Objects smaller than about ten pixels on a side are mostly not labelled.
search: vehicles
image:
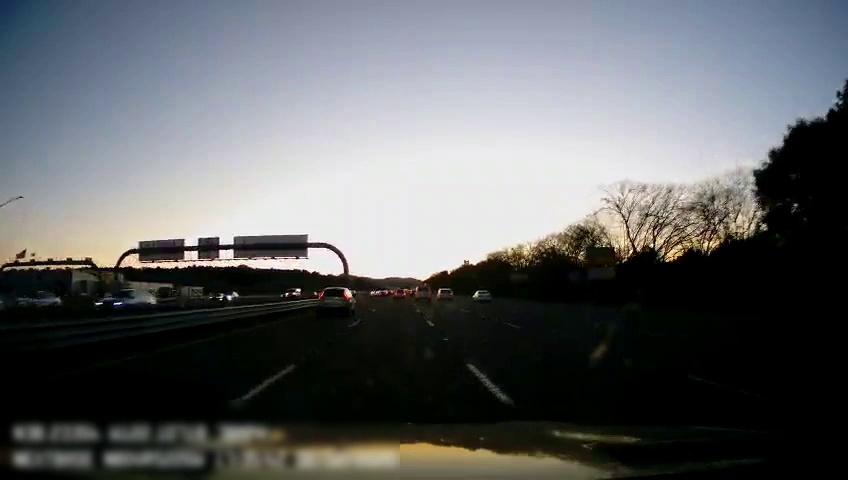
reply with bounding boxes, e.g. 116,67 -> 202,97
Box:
219,291 -> 240,301
285,288 -> 301,298
319,286 -> 357,313
95,288 -> 158,307
414,285 -> 432,301
472,289 -> 491,302
437,287 -> 454,302
394,288 -> 407,298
